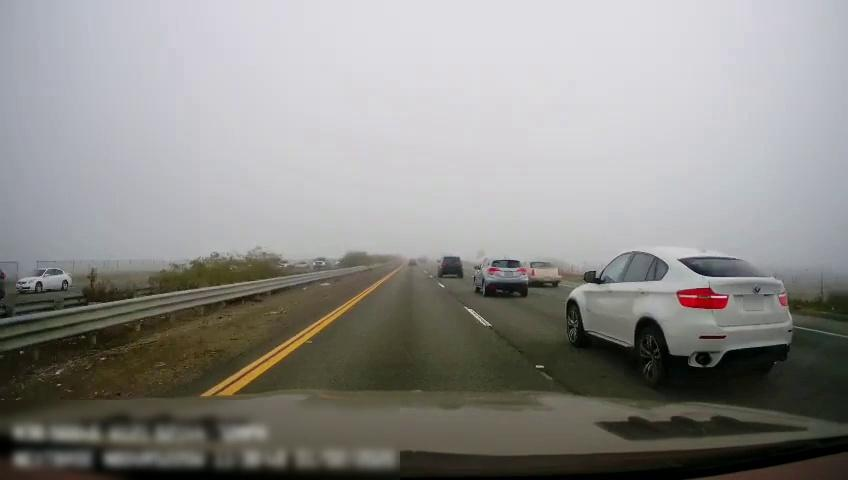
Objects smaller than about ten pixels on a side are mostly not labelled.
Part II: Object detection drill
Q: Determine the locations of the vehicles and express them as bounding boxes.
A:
[471,256,530,298]
[516,260,562,288]
[0,269,8,300]
[312,256,330,270]
[276,259,295,272]
[294,260,311,269]
[562,246,795,389]
[15,267,73,295]
[437,255,464,279]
